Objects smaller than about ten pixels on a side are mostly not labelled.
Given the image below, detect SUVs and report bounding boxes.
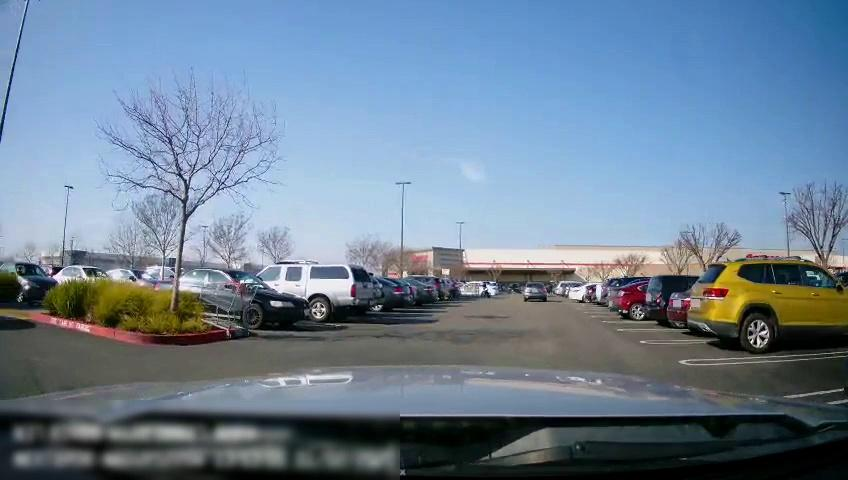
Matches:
[523,279,548,302]
[0,261,57,308]
[645,275,699,329]
[685,255,848,355]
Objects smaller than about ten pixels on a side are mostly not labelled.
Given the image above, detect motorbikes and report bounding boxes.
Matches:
[479,281,491,298]
[578,283,598,303]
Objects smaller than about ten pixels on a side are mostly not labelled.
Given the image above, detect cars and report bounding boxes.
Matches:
[179,267,312,331]
[666,290,690,322]
[607,279,648,322]
[608,276,637,286]
[369,275,417,313]
[51,265,110,287]
[105,268,158,286]
[568,282,602,302]
[460,281,497,298]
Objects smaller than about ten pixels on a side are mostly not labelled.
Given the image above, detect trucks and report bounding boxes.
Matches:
[255,261,381,324]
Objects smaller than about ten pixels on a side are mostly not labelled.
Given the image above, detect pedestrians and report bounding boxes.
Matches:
[450,283,460,298]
